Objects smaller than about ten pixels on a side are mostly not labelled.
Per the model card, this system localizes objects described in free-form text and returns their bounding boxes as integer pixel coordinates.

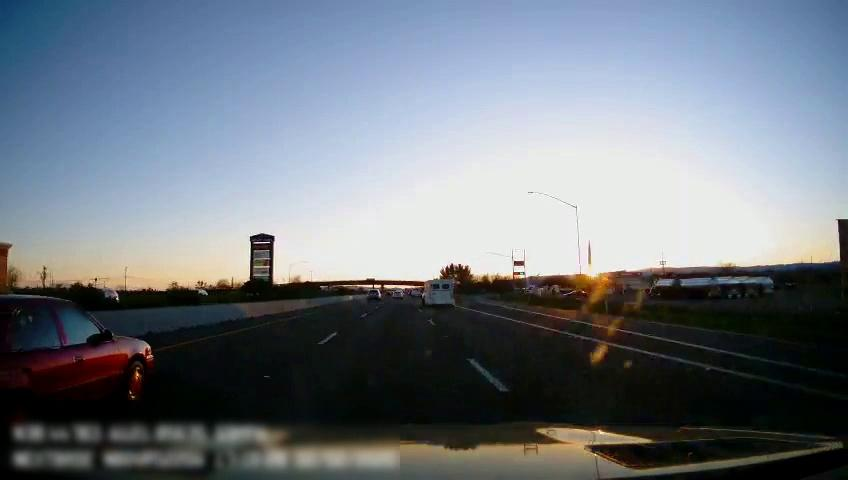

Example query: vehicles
[421,292,426,306]
[195,288,209,297]
[423,278,455,308]
[97,287,119,304]
[366,288,382,303]
[0,293,157,447]
[411,289,423,297]
[392,289,404,299]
